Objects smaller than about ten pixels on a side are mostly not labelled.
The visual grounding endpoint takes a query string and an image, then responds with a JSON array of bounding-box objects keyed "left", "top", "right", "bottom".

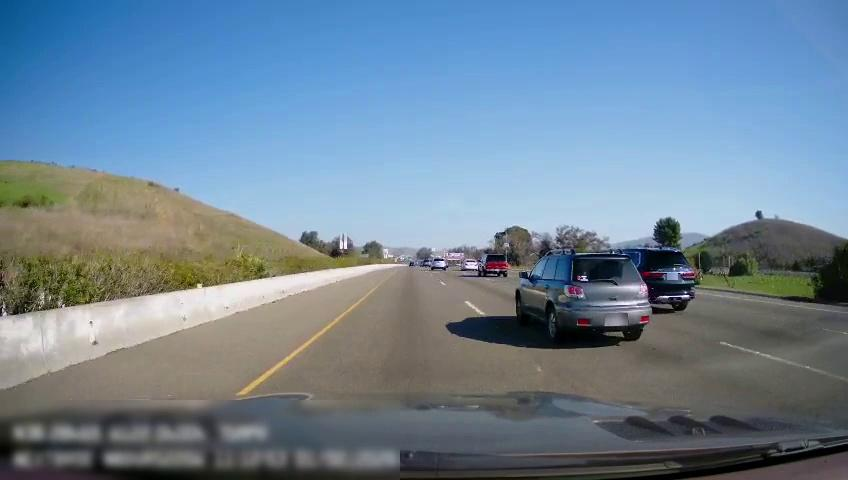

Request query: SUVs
[
  {"left": 477, "top": 253, "right": 508, "bottom": 277},
  {"left": 515, "top": 253, "right": 652, "bottom": 344},
  {"left": 611, "top": 246, "right": 699, "bottom": 312}
]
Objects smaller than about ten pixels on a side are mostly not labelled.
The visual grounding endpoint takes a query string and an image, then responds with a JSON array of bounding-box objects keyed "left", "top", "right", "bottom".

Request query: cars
[
  {"left": 461, "top": 258, "right": 479, "bottom": 270},
  {"left": 430, "top": 257, "right": 446, "bottom": 271}
]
